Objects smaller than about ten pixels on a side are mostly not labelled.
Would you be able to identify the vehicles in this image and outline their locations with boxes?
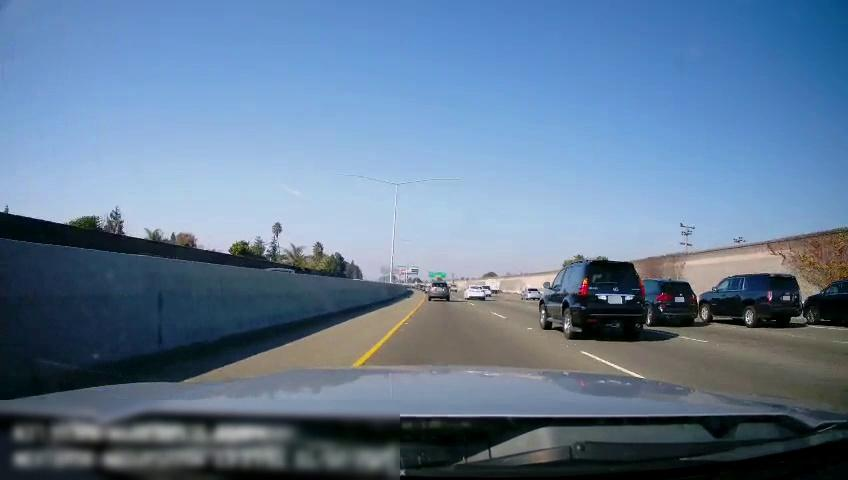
[427,281,450,302]
[639,278,699,328]
[698,272,803,329]
[463,284,486,301]
[538,260,648,340]
[520,287,541,301]
[485,279,500,294]
[263,267,295,275]
[480,285,492,297]
[802,279,848,327]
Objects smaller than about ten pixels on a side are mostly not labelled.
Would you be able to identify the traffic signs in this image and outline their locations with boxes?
[428,271,447,279]
[399,264,420,276]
